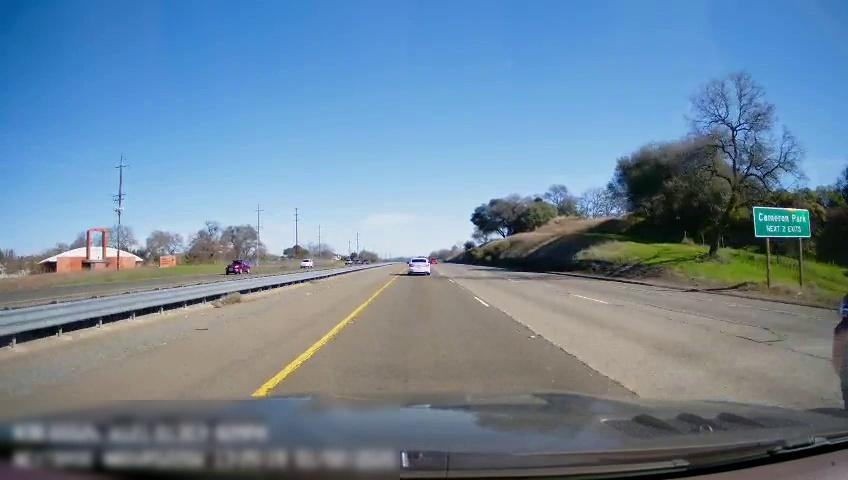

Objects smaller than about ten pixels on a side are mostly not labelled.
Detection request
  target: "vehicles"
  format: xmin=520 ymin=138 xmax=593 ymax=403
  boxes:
xmin=405 ymin=257 xmax=431 ymax=276
xmin=299 ymin=259 xmax=314 ymax=269
xmin=225 ymin=260 xmax=251 ymax=275
xmin=829 ymin=297 xmax=848 ymax=406
xmin=427 ymin=256 xmax=438 ymax=264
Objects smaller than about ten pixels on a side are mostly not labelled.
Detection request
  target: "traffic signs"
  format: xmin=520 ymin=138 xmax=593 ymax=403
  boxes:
xmin=753 ymin=207 xmax=811 ymax=238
